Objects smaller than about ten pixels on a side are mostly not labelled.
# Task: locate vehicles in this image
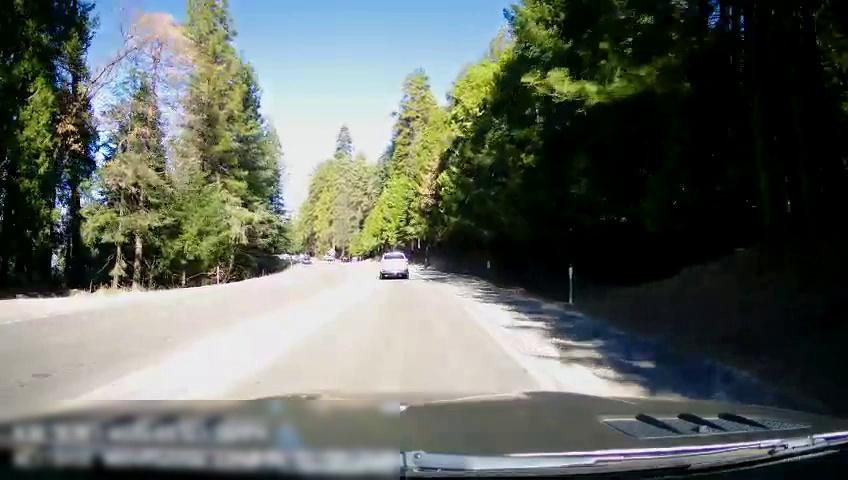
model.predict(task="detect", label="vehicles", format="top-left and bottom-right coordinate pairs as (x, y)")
top-left (377, 250), bottom-right (409, 280)
top-left (301, 256), bottom-right (312, 265)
